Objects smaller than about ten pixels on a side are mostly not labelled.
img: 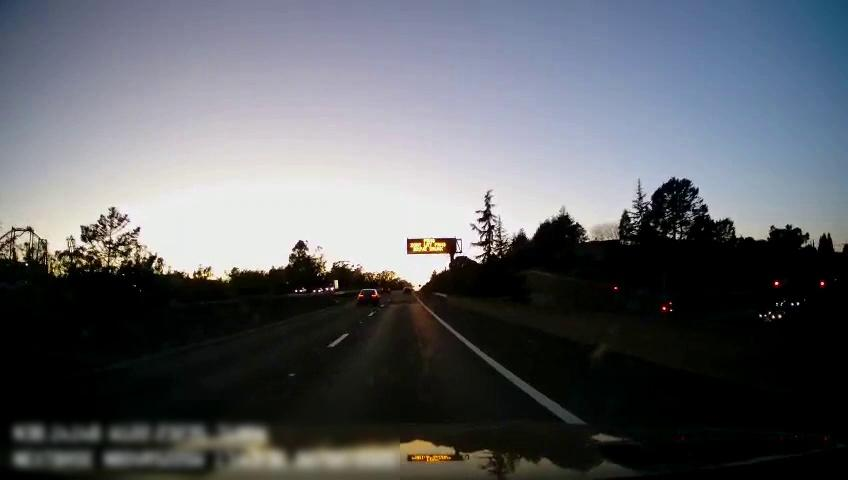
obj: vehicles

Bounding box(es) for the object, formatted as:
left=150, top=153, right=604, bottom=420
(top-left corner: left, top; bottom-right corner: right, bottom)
left=294, top=285, right=307, bottom=294
left=313, top=287, right=324, bottom=293
left=324, top=279, right=339, bottom=293
left=357, top=290, right=381, bottom=307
